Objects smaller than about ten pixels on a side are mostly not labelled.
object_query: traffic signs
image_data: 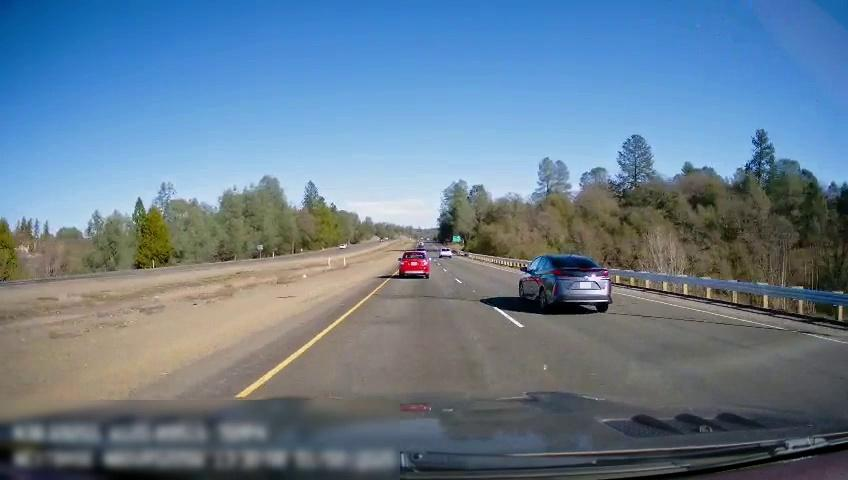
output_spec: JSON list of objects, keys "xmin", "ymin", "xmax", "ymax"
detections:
[{"xmin": 451, "ymin": 236, "xmax": 462, "ymax": 242}]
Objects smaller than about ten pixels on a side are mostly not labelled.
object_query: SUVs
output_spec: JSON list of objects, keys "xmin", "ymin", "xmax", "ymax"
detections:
[{"xmin": 438, "ymin": 248, "xmax": 451, "ymax": 258}]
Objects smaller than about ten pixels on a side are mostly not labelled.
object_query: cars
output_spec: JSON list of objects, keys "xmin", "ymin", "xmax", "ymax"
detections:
[
  {"xmin": 518, "ymin": 254, "xmax": 613, "ymax": 313},
  {"xmin": 397, "ymin": 251, "xmax": 429, "ymax": 277}
]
